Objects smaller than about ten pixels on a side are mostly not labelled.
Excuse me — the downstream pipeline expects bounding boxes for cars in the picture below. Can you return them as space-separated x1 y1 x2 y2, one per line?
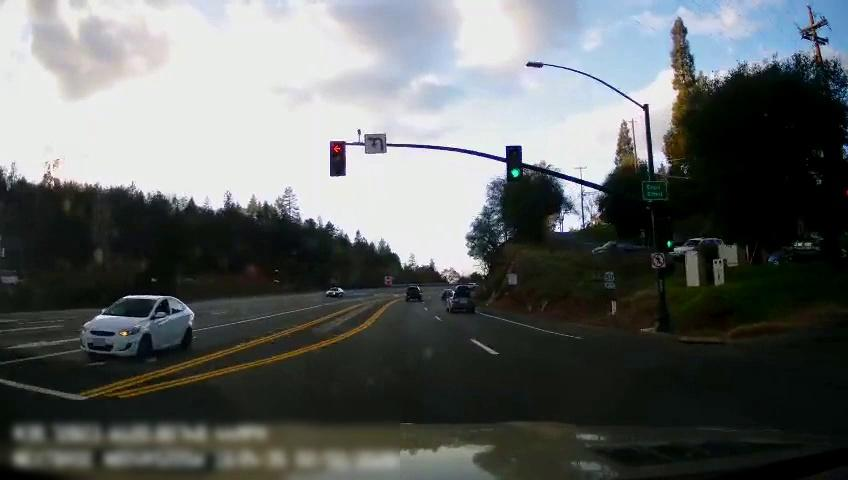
441 288 454 299
80 294 195 360
325 286 345 298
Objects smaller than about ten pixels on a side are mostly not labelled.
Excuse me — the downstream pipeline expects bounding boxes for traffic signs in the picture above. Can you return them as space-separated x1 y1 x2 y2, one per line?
641 180 670 203
604 281 617 289
650 251 667 271
384 275 392 287
364 132 388 155
604 272 616 282
507 273 517 285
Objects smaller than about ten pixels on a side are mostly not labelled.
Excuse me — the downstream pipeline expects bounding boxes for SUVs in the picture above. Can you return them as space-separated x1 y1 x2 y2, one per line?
673 237 722 255
444 285 475 313
404 285 422 302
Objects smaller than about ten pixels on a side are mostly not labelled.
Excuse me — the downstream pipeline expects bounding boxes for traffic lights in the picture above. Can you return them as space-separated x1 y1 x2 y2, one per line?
329 140 348 179
505 143 523 185
663 224 676 254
